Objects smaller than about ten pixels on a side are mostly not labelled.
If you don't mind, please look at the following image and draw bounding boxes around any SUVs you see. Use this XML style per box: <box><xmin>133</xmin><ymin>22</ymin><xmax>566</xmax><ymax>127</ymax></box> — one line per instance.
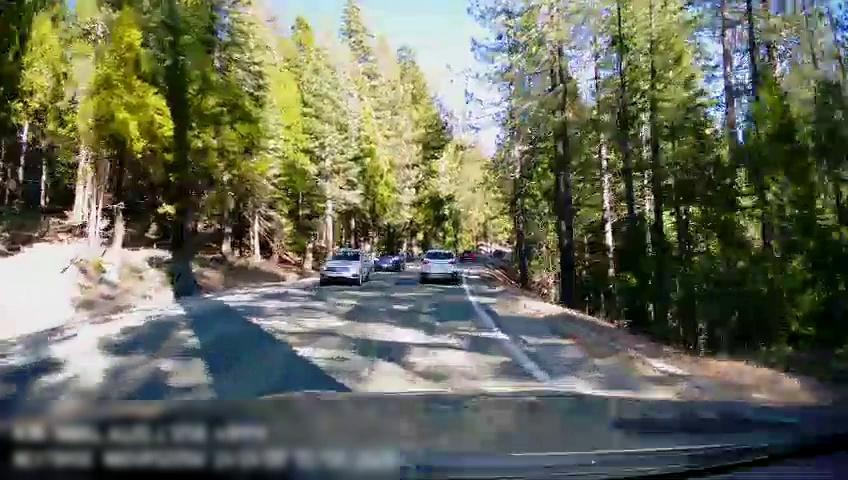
<box><xmin>319</xmin><ymin>249</ymin><xmax>371</xmax><ymax>286</ymax></box>
<box><xmin>418</xmin><ymin>248</ymin><xmax>459</xmax><ymax>284</ymax></box>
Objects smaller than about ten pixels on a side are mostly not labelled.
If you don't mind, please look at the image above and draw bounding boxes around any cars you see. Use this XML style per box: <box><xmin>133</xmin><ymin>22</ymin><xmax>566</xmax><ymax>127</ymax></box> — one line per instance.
<box><xmin>374</xmin><ymin>254</ymin><xmax>406</xmax><ymax>273</ymax></box>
